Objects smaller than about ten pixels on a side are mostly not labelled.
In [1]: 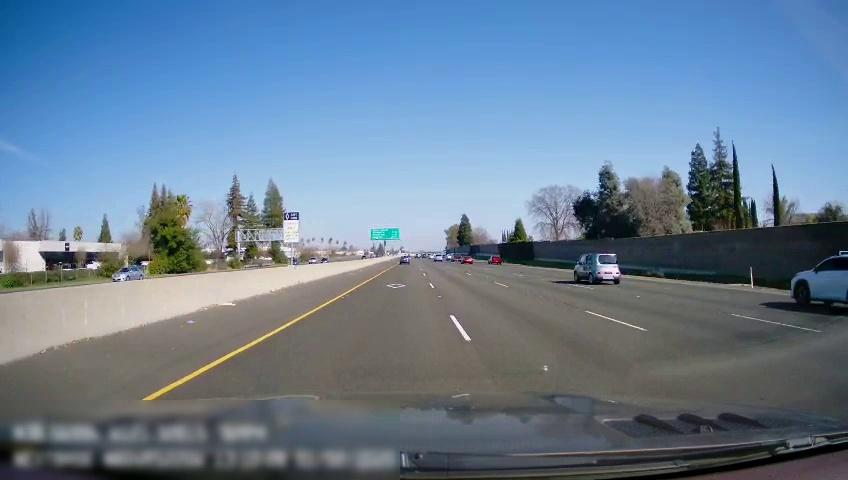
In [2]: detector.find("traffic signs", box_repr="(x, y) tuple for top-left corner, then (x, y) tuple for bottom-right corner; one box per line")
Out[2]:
(284, 211), (300, 244)
(370, 228), (401, 241)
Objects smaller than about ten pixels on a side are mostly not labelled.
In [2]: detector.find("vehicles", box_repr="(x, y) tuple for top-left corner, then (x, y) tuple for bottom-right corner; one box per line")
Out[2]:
(433, 254), (444, 263)
(488, 254), (503, 264)
(459, 255), (474, 265)
(572, 254), (621, 286)
(399, 254), (410, 264)
(789, 255), (848, 310)
(111, 266), (144, 283)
